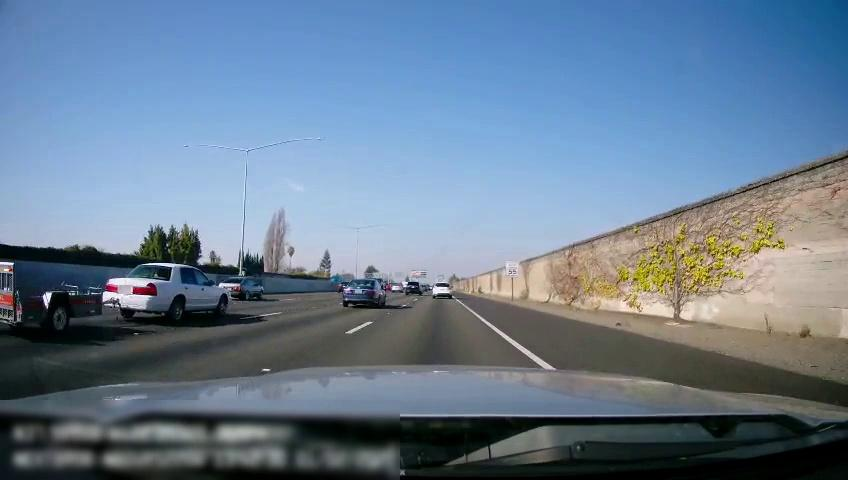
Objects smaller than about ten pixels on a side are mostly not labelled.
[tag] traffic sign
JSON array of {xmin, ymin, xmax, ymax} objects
[{"xmin": 506, "ymin": 261, "xmax": 519, "ymax": 278}]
